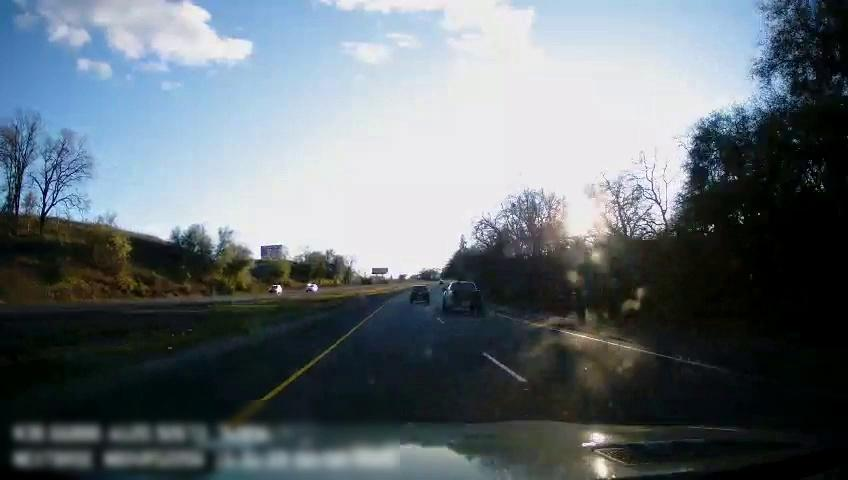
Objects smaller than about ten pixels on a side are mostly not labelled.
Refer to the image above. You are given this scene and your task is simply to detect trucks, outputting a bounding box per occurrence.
[442,282,482,313]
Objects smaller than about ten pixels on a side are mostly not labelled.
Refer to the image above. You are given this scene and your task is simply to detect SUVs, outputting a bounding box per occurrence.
[268,284,284,295]
[409,286,430,304]
[304,282,320,293]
